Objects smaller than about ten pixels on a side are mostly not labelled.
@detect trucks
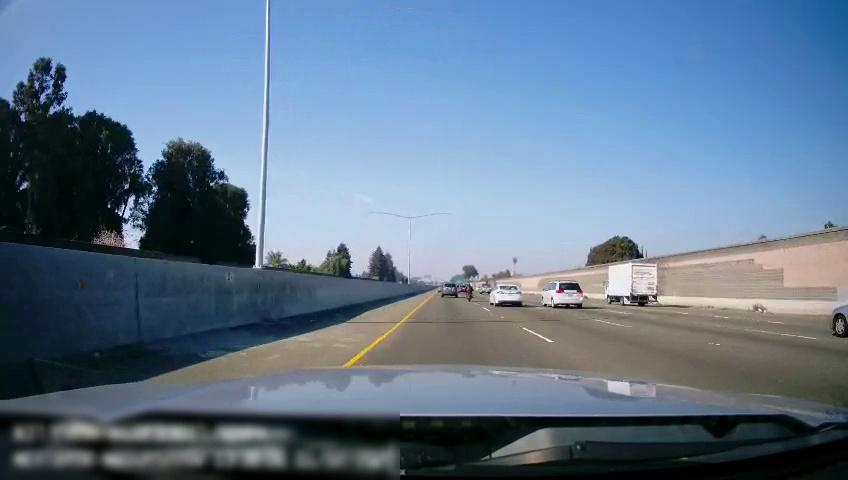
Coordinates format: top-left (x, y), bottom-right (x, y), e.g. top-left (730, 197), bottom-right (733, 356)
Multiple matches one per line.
top-left (602, 263), bottom-right (658, 307)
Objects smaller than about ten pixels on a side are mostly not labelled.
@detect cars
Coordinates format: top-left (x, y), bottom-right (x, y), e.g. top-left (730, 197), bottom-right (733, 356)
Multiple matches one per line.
top-left (478, 283), bottom-right (492, 295)
top-left (458, 284), bottom-right (470, 294)
top-left (489, 284), bottom-right (523, 307)
top-left (831, 302), bottom-right (848, 338)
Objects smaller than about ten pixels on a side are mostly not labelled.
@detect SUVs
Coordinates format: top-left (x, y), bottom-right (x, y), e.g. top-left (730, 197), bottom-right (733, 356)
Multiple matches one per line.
top-left (440, 282), bottom-right (459, 298)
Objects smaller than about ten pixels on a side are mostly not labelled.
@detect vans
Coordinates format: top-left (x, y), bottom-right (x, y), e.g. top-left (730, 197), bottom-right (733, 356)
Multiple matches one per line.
top-left (541, 280), bottom-right (584, 309)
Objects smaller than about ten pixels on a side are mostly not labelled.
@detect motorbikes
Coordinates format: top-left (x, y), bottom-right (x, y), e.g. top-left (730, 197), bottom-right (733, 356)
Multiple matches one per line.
top-left (464, 283), bottom-right (474, 302)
